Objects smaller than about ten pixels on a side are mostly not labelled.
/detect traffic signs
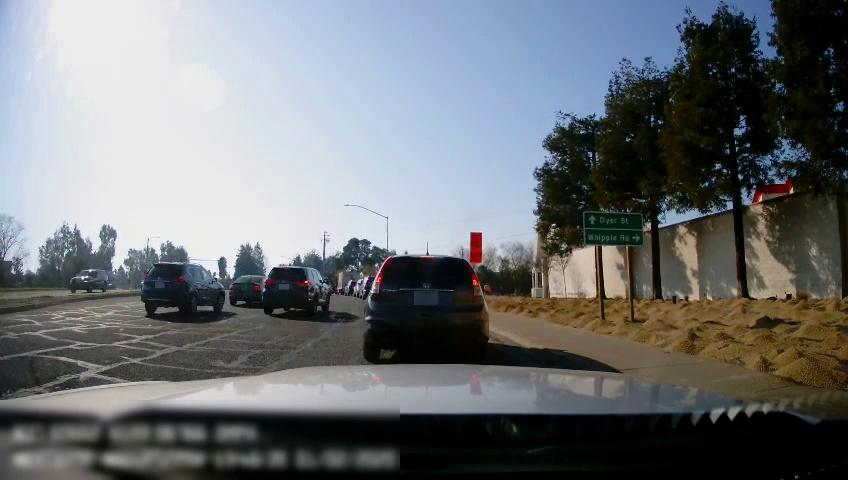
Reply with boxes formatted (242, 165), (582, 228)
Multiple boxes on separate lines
(470, 231), (484, 264)
(585, 211), (647, 246)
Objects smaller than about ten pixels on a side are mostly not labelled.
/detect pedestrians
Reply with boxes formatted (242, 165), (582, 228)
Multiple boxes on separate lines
(484, 281), (493, 295)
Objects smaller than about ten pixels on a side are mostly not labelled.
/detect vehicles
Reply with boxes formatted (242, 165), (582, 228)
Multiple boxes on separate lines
(229, 275), (267, 308)
(352, 279), (364, 297)
(71, 270), (110, 294)
(338, 271), (358, 289)
(140, 261), (226, 319)
(359, 277), (376, 300)
(262, 266), (332, 318)
(347, 280), (357, 297)
(363, 254), (492, 365)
